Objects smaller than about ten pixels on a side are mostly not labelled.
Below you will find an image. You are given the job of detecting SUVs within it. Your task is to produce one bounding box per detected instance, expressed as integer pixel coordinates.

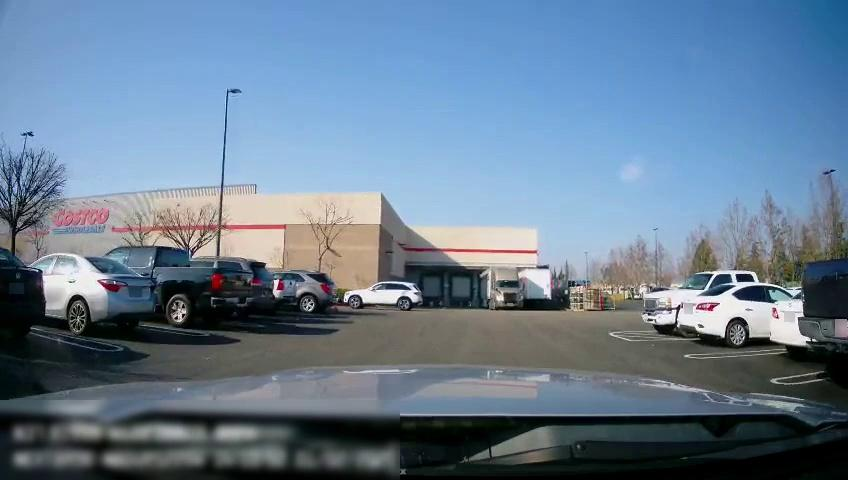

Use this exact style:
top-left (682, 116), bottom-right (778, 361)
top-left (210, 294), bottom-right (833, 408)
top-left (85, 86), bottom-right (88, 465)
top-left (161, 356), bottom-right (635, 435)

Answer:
top-left (189, 256), bottom-right (277, 313)
top-left (344, 280), bottom-right (423, 311)
top-left (289, 270), bottom-right (340, 315)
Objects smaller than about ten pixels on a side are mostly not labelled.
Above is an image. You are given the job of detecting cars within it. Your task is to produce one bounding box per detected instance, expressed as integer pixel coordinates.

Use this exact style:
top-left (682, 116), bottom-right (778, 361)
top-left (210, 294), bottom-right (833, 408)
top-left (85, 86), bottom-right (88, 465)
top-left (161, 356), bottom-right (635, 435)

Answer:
top-left (677, 280), bottom-right (794, 349)
top-left (769, 290), bottom-right (811, 354)
top-left (0, 246), bottom-right (47, 335)
top-left (28, 251), bottom-right (156, 337)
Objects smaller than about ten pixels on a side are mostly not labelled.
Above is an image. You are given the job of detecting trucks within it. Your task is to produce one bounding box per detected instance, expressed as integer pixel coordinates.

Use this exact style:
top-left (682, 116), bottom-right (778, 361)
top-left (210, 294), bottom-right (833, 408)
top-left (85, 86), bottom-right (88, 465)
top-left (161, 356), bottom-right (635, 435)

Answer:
top-left (105, 244), bottom-right (251, 329)
top-left (798, 258), bottom-right (848, 355)
top-left (478, 267), bottom-right (524, 311)
top-left (273, 272), bottom-right (298, 303)
top-left (641, 270), bottom-right (760, 334)
top-left (519, 268), bottom-right (552, 305)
